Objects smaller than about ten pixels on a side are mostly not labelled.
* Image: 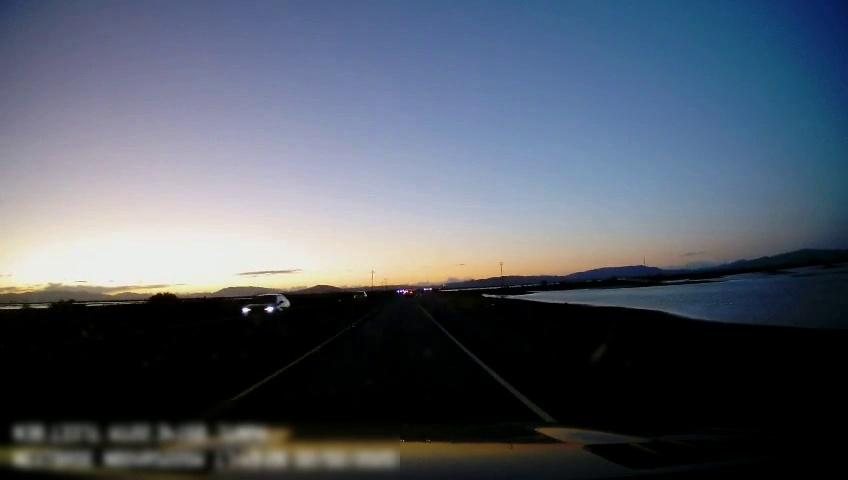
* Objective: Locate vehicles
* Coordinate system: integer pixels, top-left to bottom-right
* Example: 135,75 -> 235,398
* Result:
241,293 -> 291,317
353,290 -> 368,299
403,288 -> 414,296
